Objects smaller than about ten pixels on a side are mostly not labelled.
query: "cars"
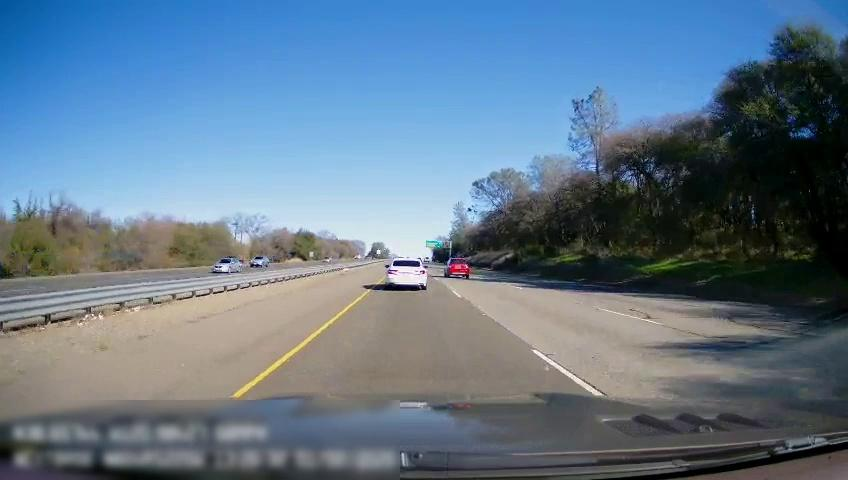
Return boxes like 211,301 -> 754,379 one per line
213,257 -> 242,274
443,258 -> 471,279
382,258 -> 428,292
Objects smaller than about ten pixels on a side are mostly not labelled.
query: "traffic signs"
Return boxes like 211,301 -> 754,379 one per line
424,240 -> 445,248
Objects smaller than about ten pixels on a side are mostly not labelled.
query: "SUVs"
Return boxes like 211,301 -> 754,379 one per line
249,255 -> 271,269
